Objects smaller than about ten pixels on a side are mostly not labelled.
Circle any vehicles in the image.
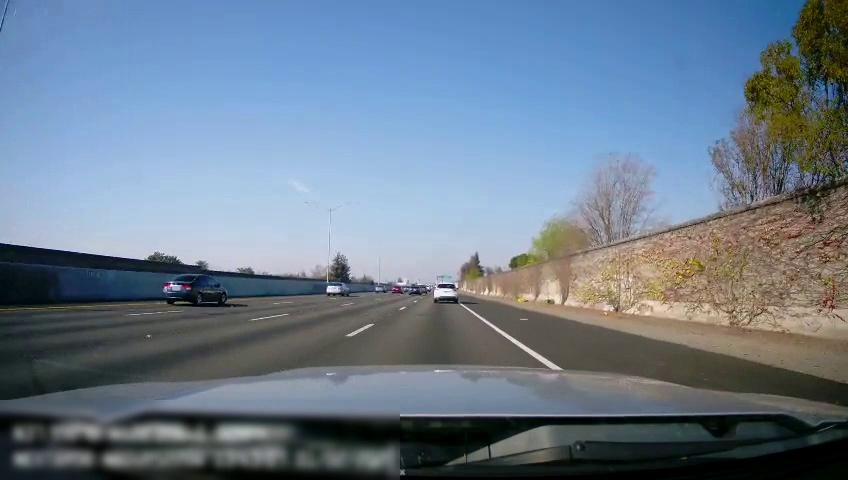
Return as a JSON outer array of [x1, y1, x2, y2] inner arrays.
[[375, 285, 387, 293], [433, 282, 460, 304], [326, 282, 350, 296], [419, 285, 428, 294], [391, 285, 403, 294], [409, 285, 422, 295], [163, 274, 228, 306]]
